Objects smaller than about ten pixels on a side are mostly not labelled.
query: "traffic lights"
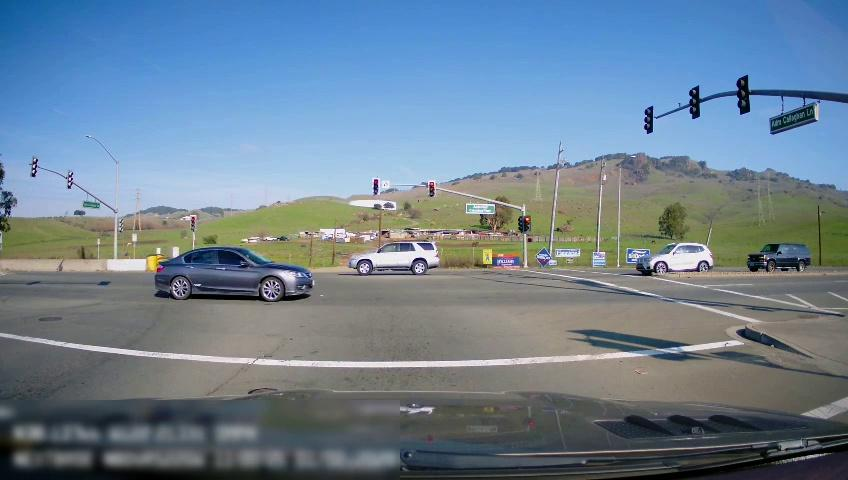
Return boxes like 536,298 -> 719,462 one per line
687,84 -> 702,120
735,74 -> 751,115
643,104 -> 655,135
30,156 -> 40,178
189,214 -> 198,232
116,215 -> 125,233
372,177 -> 381,196
426,178 -> 437,197
66,168 -> 75,190
523,214 -> 533,232
517,215 -> 525,232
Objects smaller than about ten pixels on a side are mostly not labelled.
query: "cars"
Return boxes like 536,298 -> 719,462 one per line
153,245 -> 316,303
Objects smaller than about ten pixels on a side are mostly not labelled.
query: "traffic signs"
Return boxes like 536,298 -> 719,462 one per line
768,100 -> 821,135
464,201 -> 497,216
81,199 -> 101,209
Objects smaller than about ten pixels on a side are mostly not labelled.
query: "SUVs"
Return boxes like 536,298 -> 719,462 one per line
745,243 -> 811,273
635,242 -> 714,276
347,240 -> 441,276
